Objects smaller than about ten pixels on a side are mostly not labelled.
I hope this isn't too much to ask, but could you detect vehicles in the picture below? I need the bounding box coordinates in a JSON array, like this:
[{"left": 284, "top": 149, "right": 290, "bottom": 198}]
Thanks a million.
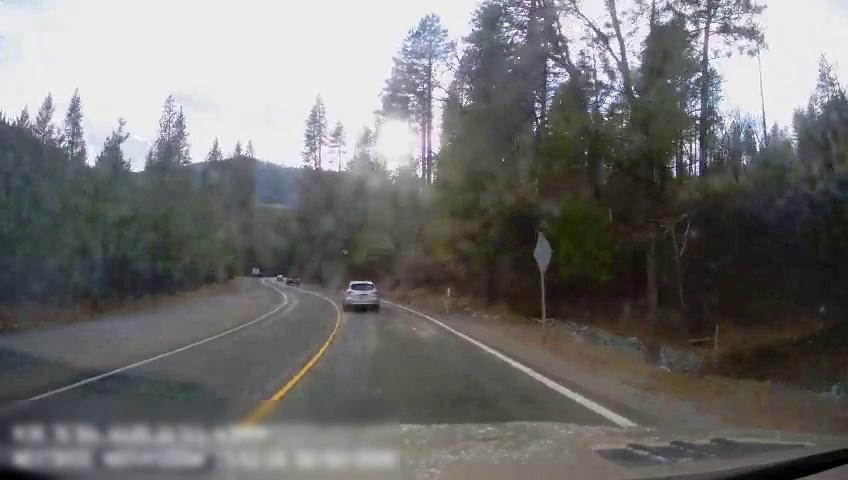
[
  {"left": 286, "top": 274, "right": 301, "bottom": 285},
  {"left": 342, "top": 280, "right": 380, "bottom": 312}
]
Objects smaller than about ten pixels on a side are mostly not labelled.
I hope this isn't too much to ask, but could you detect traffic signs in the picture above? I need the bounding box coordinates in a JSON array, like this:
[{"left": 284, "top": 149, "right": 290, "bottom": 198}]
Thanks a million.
[{"left": 532, "top": 231, "right": 554, "bottom": 274}]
